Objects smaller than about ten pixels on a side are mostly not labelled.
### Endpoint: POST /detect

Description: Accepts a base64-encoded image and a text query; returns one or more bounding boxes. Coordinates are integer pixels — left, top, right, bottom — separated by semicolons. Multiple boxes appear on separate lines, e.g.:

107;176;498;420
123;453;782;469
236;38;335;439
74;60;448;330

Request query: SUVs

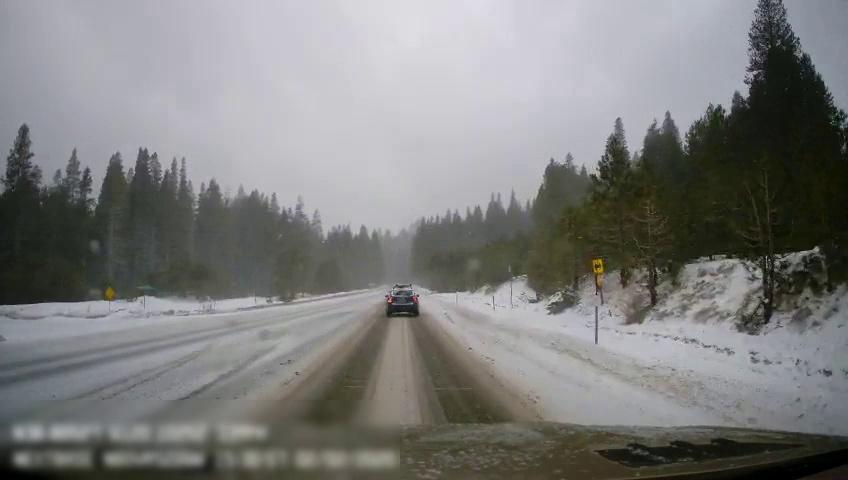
384;283;420;318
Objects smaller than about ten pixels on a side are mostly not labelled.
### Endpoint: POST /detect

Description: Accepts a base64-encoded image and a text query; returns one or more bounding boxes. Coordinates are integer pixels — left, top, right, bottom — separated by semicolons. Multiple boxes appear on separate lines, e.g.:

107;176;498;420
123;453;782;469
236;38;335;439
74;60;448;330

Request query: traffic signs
593;258;603;274
105;286;115;299
136;285;153;290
